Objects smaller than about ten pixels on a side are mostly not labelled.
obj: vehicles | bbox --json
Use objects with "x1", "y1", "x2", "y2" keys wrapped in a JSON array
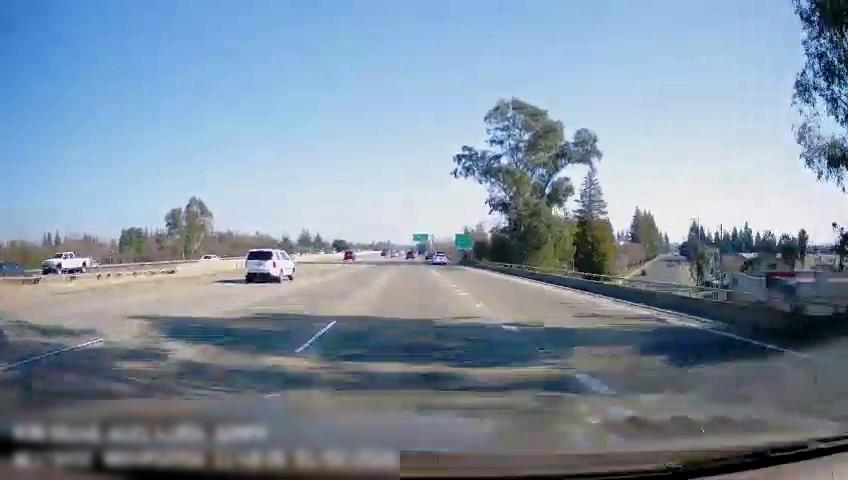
[
  {"x1": 431, "y1": 253, "x2": 449, "y2": 265},
  {"x1": 199, "y1": 254, "x2": 217, "y2": 260},
  {"x1": 242, "y1": 249, "x2": 297, "y2": 285},
  {"x1": 342, "y1": 249, "x2": 358, "y2": 261},
  {"x1": 41, "y1": 252, "x2": 91, "y2": 275},
  {"x1": 0, "y1": 261, "x2": 25, "y2": 275},
  {"x1": 405, "y1": 250, "x2": 416, "y2": 259}
]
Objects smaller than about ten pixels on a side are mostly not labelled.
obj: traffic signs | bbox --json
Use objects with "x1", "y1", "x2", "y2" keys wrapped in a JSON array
[
  {"x1": 414, "y1": 233, "x2": 428, "y2": 241},
  {"x1": 456, "y1": 232, "x2": 474, "y2": 251}
]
